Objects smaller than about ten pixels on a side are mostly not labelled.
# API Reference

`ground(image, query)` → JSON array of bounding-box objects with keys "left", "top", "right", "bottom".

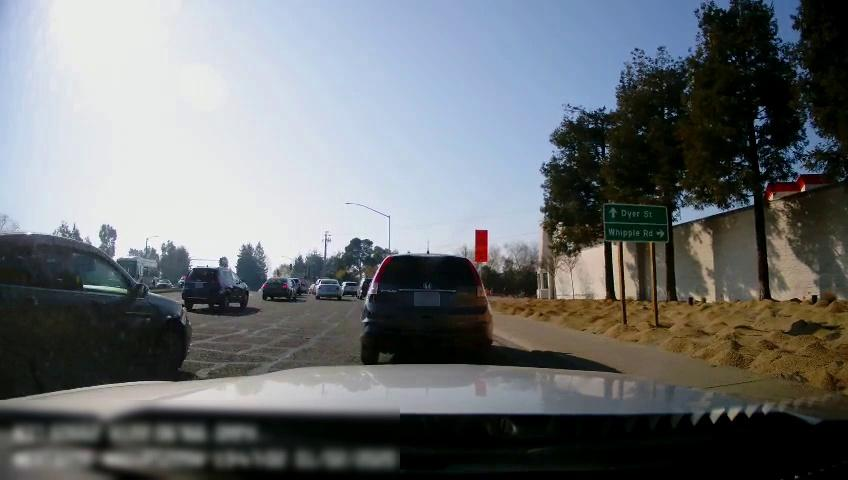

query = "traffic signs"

[
  {"left": 604, "top": 206, "right": 669, "bottom": 243},
  {"left": 474, "top": 229, "right": 489, "bottom": 263}
]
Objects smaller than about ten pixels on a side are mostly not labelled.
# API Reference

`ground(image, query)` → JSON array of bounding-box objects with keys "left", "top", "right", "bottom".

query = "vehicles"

[
  {"left": 289, "top": 278, "right": 306, "bottom": 293},
  {"left": 314, "top": 278, "right": 343, "bottom": 301},
  {"left": 340, "top": 281, "right": 361, "bottom": 297},
  {"left": 114, "top": 256, "right": 192, "bottom": 289},
  {"left": 0, "top": 233, "right": 192, "bottom": 376},
  {"left": 356, "top": 277, "right": 375, "bottom": 300},
  {"left": 359, "top": 255, "right": 491, "bottom": 365},
  {"left": 181, "top": 266, "right": 250, "bottom": 315},
  {"left": 261, "top": 276, "right": 298, "bottom": 302}
]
